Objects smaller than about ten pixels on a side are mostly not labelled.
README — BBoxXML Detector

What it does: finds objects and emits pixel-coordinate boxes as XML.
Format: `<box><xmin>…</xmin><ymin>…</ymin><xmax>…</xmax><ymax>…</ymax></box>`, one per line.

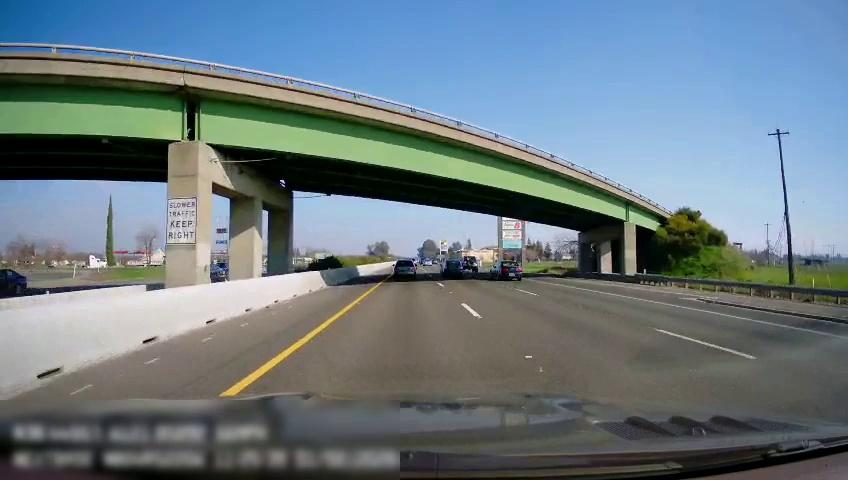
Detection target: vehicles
<box><xmin>459</xmin><ymin>256</ymin><xmax>480</xmax><ymax>275</ymax></box>
<box><xmin>208</xmin><ymin>261</ymin><xmax>230</xmax><ymax>283</ymax></box>
<box><xmin>489</xmin><ymin>261</ymin><xmax>522</xmax><ymax>283</ymax></box>
<box><xmin>0</xmin><ymin>269</ymin><xmax>27</xmax><ymax>299</ymax></box>
<box><xmin>422</xmin><ymin>258</ymin><xmax>434</xmax><ymax>267</ymax></box>
<box><xmin>391</xmin><ymin>258</ymin><xmax>418</xmax><ymax>281</ymax></box>
<box><xmin>439</xmin><ymin>257</ymin><xmax>465</xmax><ymax>277</ymax></box>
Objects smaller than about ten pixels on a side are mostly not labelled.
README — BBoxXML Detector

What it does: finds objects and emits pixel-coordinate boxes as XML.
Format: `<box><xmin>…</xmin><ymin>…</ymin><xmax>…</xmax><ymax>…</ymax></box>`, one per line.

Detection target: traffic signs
<box><xmin>167</xmin><ymin>197</ymin><xmax>198</xmax><ymax>247</ymax></box>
